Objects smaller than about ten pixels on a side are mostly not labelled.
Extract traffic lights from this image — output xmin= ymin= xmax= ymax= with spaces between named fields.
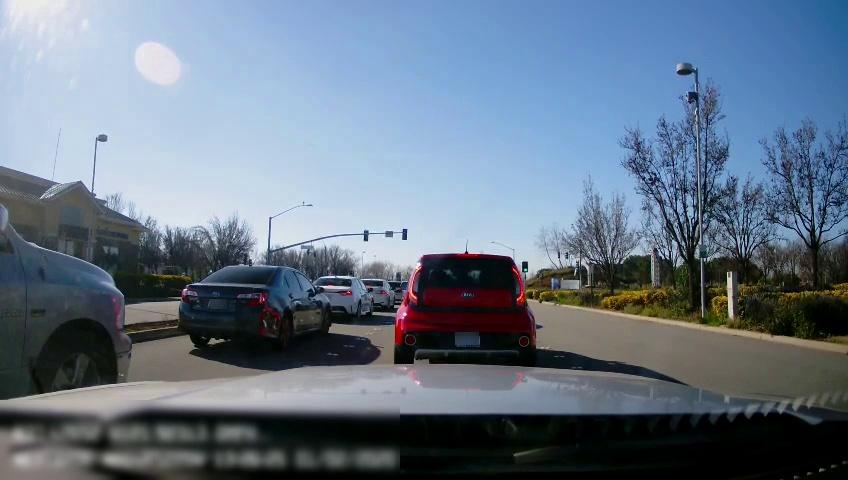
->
xmin=521 ymin=261 xmax=528 ymax=273
xmin=363 ymin=230 xmax=369 ymax=242
xmin=402 ymin=229 xmax=408 ymax=241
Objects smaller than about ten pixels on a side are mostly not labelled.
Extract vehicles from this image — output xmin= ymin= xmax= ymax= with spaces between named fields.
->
xmin=312 ymin=276 xmax=374 ymax=323
xmin=0 ymin=214 xmax=133 ymax=402
xmin=393 ymin=252 xmax=536 ymax=367
xmin=388 ymin=281 xmax=408 ymax=303
xmin=178 ymin=266 xmax=332 ymax=354
xmin=358 ymin=279 xmax=397 ymax=311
